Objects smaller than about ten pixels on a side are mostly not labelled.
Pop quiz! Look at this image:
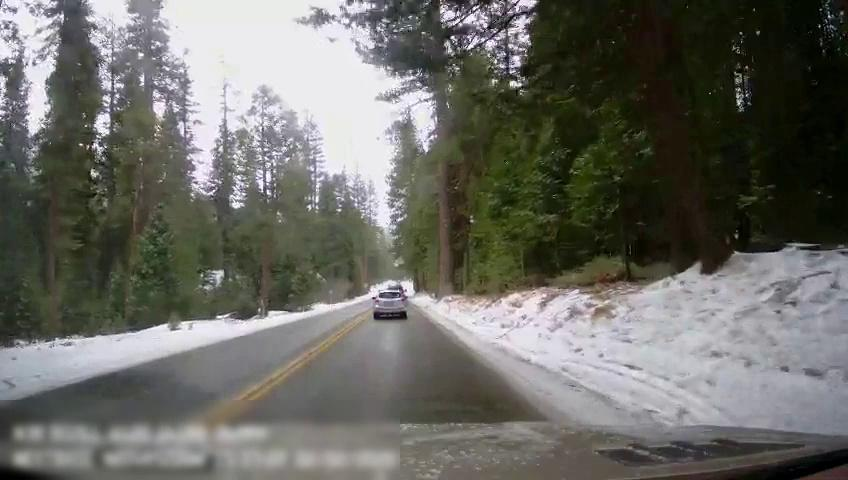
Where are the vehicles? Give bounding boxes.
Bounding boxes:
[385,284,408,299]
[371,289,409,321]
